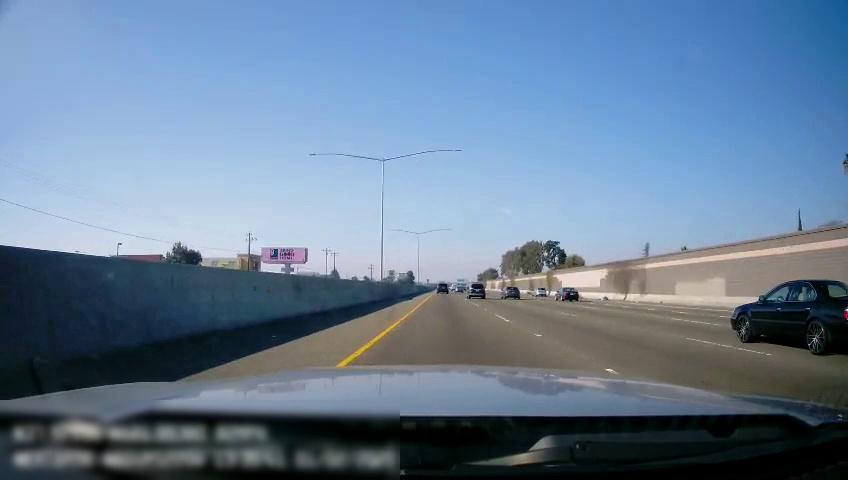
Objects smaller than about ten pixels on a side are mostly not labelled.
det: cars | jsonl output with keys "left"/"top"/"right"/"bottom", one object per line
{"left": 500, "top": 286, "right": 521, "bottom": 299}
{"left": 554, "top": 287, "right": 579, "bottom": 302}
{"left": 532, "top": 287, "right": 547, "bottom": 297}
{"left": 729, "top": 279, "right": 848, "bottom": 355}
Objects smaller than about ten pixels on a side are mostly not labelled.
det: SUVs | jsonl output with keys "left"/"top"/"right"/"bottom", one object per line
{"left": 436, "top": 282, "right": 449, "bottom": 294}
{"left": 466, "top": 283, "right": 486, "bottom": 299}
